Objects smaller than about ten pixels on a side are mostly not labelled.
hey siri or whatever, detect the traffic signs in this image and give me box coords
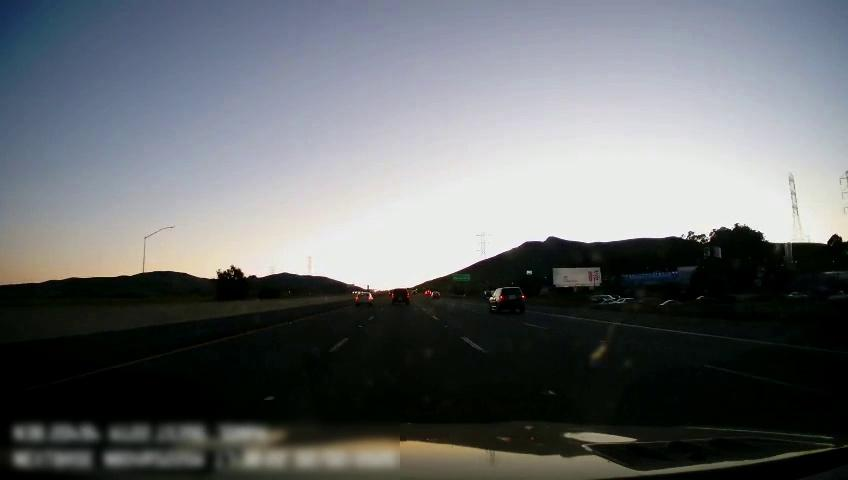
[452,274,471,282]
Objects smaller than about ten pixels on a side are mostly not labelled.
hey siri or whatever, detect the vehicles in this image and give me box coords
[489,287,525,314]
[787,292,808,300]
[696,295,714,302]
[659,300,681,307]
[356,292,374,306]
[391,288,410,305]
[597,295,616,302]
[613,298,632,305]
[598,299,616,305]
